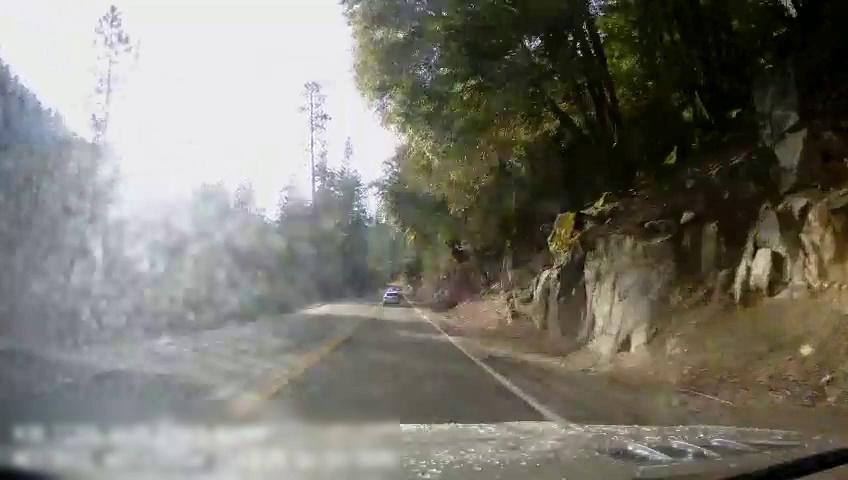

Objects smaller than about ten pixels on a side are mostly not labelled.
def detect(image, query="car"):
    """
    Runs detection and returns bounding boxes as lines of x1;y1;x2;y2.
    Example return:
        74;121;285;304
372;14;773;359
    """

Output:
382;289;401;305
